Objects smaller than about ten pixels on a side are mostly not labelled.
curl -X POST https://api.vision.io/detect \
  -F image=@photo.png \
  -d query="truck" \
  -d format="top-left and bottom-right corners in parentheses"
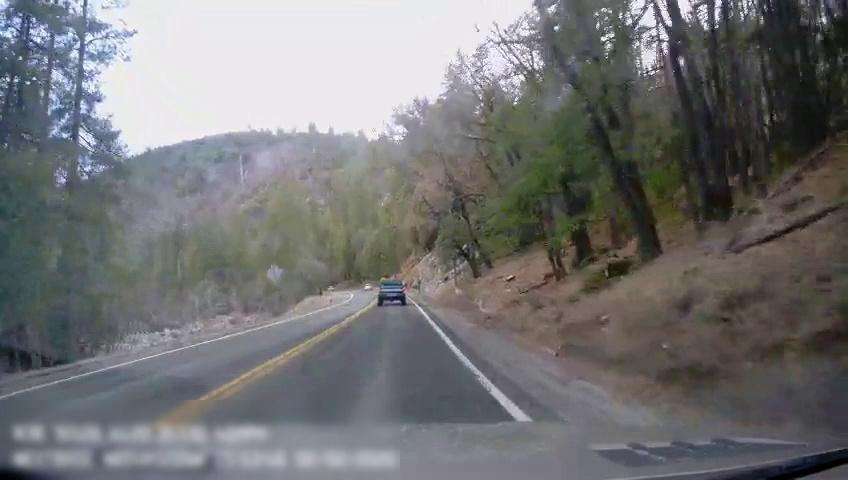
top-left (377, 278), bottom-right (407, 307)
